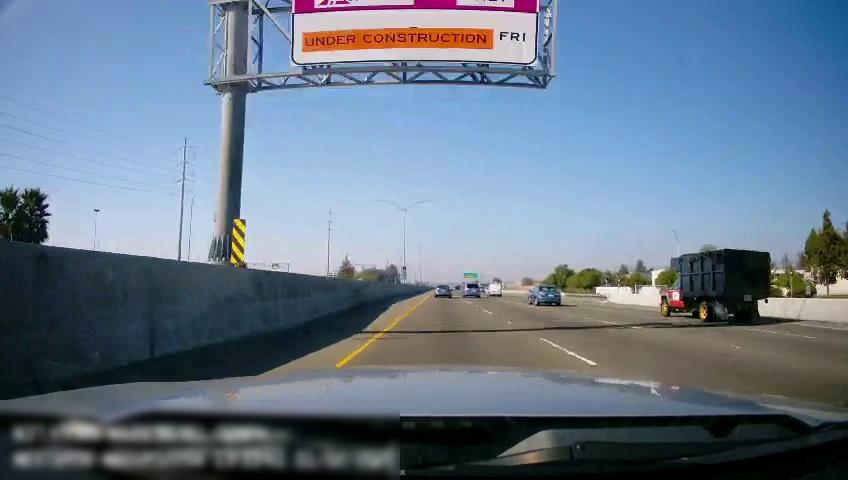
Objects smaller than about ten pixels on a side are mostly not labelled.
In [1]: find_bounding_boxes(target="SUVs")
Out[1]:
[462,283,480,298]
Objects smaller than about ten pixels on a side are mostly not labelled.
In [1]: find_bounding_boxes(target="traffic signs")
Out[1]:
[231,219,246,264]
[463,272,478,279]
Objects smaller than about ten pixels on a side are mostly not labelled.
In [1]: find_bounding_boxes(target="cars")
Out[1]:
[528,285,561,307]
[434,285,452,299]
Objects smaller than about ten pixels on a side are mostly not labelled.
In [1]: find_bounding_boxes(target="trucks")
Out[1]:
[487,283,502,297]
[658,248,771,324]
